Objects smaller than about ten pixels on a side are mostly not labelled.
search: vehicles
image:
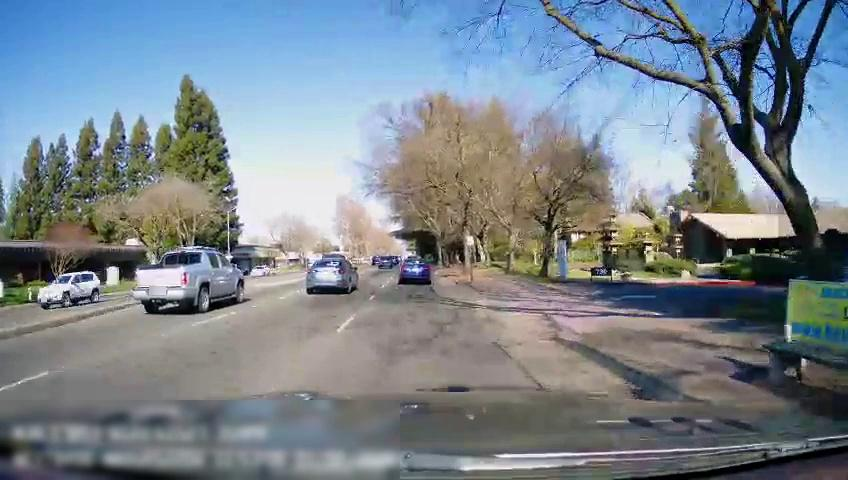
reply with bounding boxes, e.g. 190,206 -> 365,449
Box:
250,264 -> 274,278
305,254 -> 359,295
135,245 -> 250,315
377,257 -> 395,269
36,271 -> 102,309
399,257 -> 433,285
392,257 -> 400,265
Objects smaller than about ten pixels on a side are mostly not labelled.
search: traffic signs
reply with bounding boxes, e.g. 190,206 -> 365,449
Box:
465,235 -> 474,246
